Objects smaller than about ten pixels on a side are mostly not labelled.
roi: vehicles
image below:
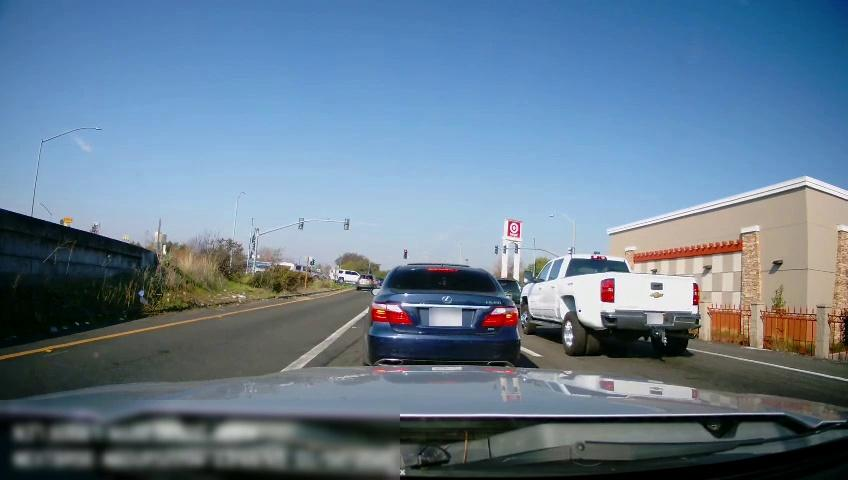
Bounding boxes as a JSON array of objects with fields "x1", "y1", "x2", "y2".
[
  {"x1": 518, "y1": 254, "x2": 703, "y2": 357},
  {"x1": 355, "y1": 274, "x2": 377, "y2": 291},
  {"x1": 328, "y1": 268, "x2": 363, "y2": 285},
  {"x1": 294, "y1": 265, "x2": 321, "y2": 282},
  {"x1": 489, "y1": 277, "x2": 522, "y2": 308},
  {"x1": 361, "y1": 262, "x2": 522, "y2": 367},
  {"x1": 279, "y1": 261, "x2": 298, "y2": 274}
]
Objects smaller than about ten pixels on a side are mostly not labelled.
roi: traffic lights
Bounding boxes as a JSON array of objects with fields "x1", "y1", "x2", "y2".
[
  {"x1": 343, "y1": 217, "x2": 350, "y2": 231},
  {"x1": 403, "y1": 248, "x2": 408, "y2": 260},
  {"x1": 494, "y1": 244, "x2": 499, "y2": 255},
  {"x1": 297, "y1": 217, "x2": 305, "y2": 230},
  {"x1": 567, "y1": 247, "x2": 573, "y2": 261},
  {"x1": 513, "y1": 242, "x2": 519, "y2": 256},
  {"x1": 502, "y1": 243, "x2": 507, "y2": 255}
]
